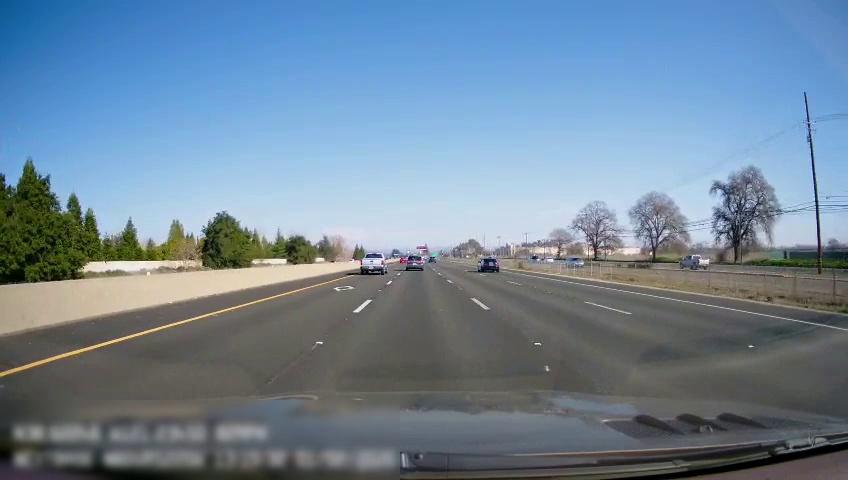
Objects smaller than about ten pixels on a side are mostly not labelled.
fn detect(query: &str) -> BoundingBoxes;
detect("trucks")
[679,254,710,272]
[359,252,388,276]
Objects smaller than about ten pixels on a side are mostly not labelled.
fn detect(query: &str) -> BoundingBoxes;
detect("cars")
[478,257,499,272]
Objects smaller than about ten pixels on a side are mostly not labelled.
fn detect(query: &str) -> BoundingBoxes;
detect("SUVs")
[565,255,585,269]
[405,256,424,272]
